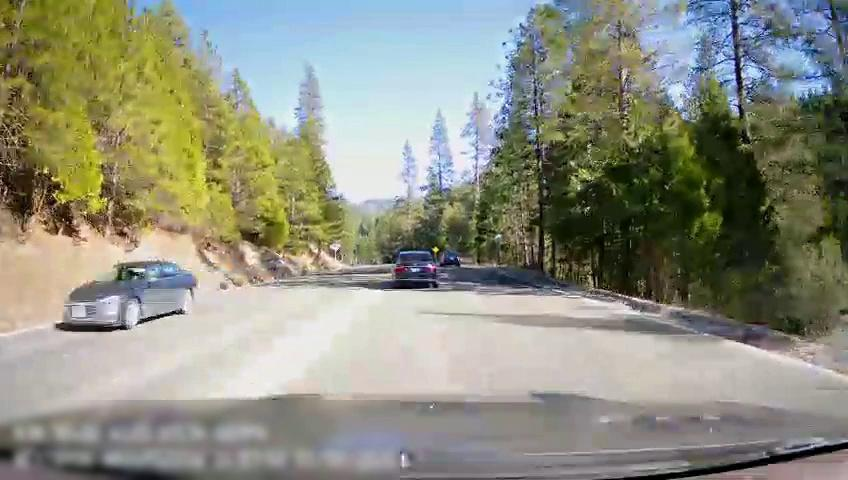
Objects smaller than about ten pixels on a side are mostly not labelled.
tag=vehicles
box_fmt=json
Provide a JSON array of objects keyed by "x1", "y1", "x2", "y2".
[
  {"x1": 62, "y1": 259, "x2": 199, "y2": 331},
  {"x1": 440, "y1": 255, "x2": 461, "y2": 267},
  {"x1": 394, "y1": 250, "x2": 439, "y2": 289}
]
